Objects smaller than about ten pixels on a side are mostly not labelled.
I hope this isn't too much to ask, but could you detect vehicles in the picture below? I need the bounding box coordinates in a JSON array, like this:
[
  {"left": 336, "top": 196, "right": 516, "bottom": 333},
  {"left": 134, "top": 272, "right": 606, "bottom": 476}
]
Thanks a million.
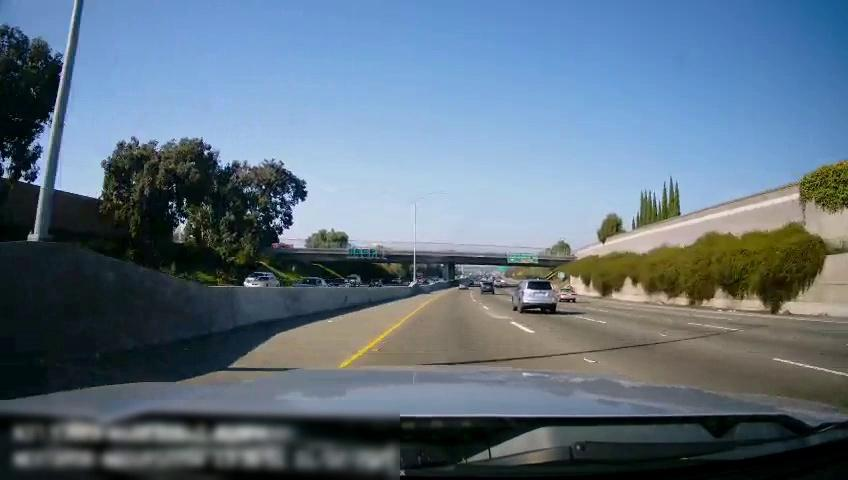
[
  {"left": 244, "top": 271, "right": 276, "bottom": 286},
  {"left": 293, "top": 278, "right": 331, "bottom": 288},
  {"left": 328, "top": 279, "right": 351, "bottom": 287},
  {"left": 368, "top": 279, "right": 382, "bottom": 288},
  {"left": 345, "top": 276, "right": 362, "bottom": 287},
  {"left": 480, "top": 280, "right": 495, "bottom": 294},
  {"left": 556, "top": 288, "right": 577, "bottom": 303},
  {"left": 512, "top": 279, "right": 557, "bottom": 314}
]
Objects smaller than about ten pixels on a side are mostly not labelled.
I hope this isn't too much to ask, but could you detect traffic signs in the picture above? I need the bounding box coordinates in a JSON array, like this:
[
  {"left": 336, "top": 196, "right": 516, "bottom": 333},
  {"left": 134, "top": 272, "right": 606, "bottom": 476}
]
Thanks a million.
[{"left": 507, "top": 251, "right": 538, "bottom": 264}]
